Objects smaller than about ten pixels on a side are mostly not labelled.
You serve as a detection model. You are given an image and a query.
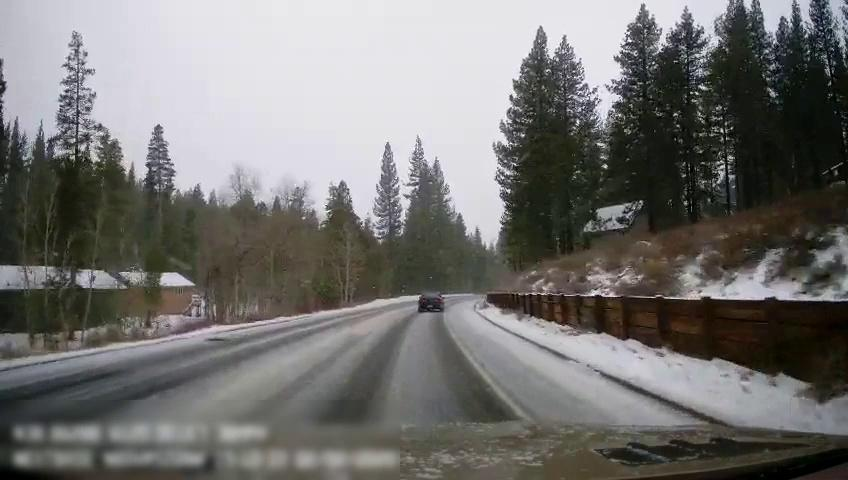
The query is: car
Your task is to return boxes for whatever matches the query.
[418,291,445,313]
